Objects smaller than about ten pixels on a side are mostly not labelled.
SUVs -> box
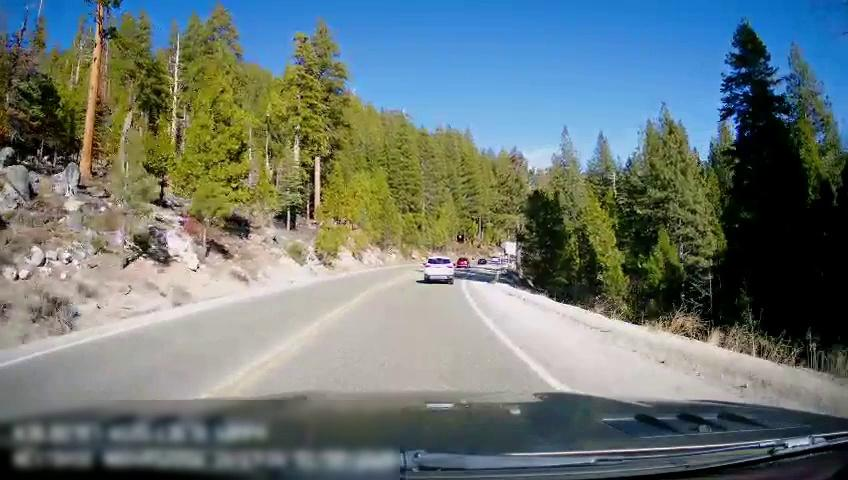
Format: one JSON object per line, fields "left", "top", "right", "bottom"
{"left": 422, "top": 255, "right": 457, "bottom": 285}
{"left": 456, "top": 257, "right": 470, "bottom": 268}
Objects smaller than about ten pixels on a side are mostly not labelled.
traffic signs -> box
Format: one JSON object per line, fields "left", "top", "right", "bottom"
{"left": 502, "top": 240, "right": 517, "bottom": 256}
